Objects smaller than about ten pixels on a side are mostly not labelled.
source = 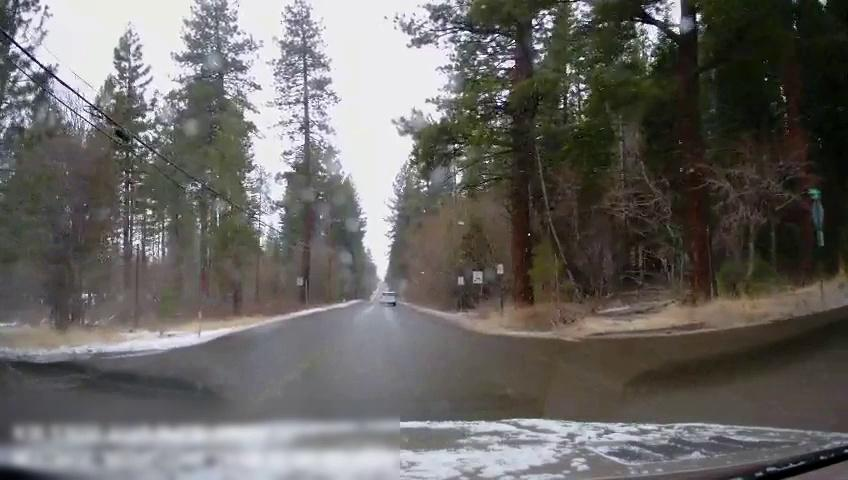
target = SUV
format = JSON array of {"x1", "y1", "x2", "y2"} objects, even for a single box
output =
[{"x1": 377, "y1": 289, "x2": 397, "y2": 307}]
